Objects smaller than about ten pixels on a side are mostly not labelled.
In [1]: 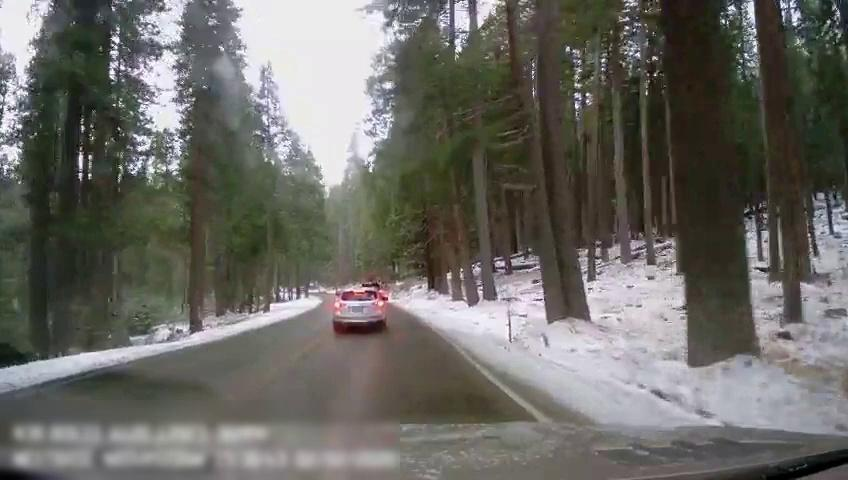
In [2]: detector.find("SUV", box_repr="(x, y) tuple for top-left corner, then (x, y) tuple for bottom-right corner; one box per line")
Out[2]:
(333, 285), (389, 333)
